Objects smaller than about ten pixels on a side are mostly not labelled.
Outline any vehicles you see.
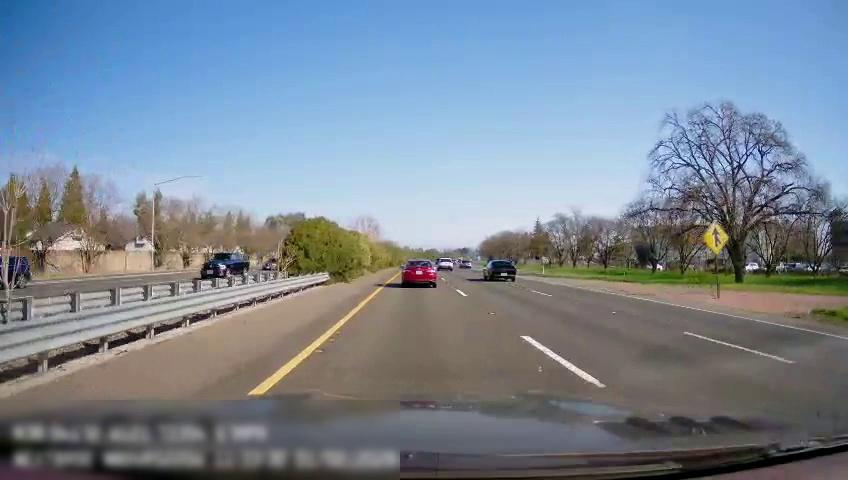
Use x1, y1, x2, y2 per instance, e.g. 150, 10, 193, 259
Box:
0, 256, 33, 289
397, 259, 438, 289
261, 257, 288, 271
481, 259, 516, 282
436, 256, 454, 272
200, 251, 250, 281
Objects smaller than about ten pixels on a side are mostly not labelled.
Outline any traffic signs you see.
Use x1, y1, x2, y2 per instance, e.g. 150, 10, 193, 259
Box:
701, 220, 731, 257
